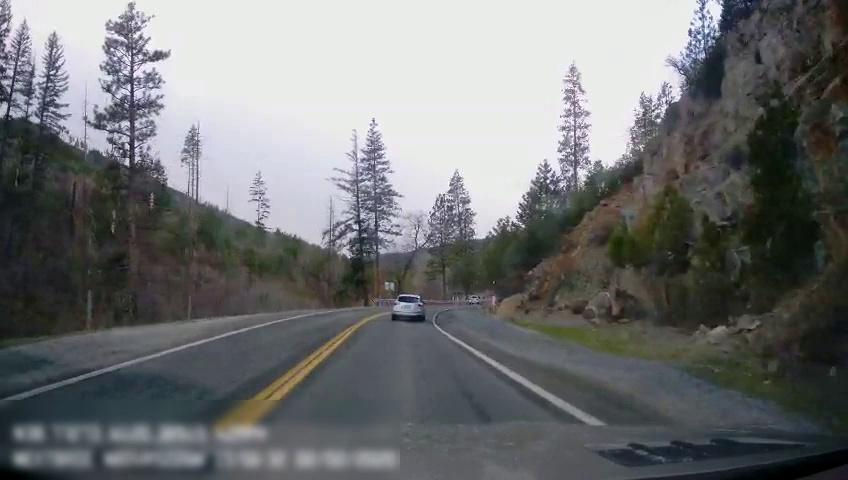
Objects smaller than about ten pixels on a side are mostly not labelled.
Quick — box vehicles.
[391,294,427,321]
[468,294,482,306]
